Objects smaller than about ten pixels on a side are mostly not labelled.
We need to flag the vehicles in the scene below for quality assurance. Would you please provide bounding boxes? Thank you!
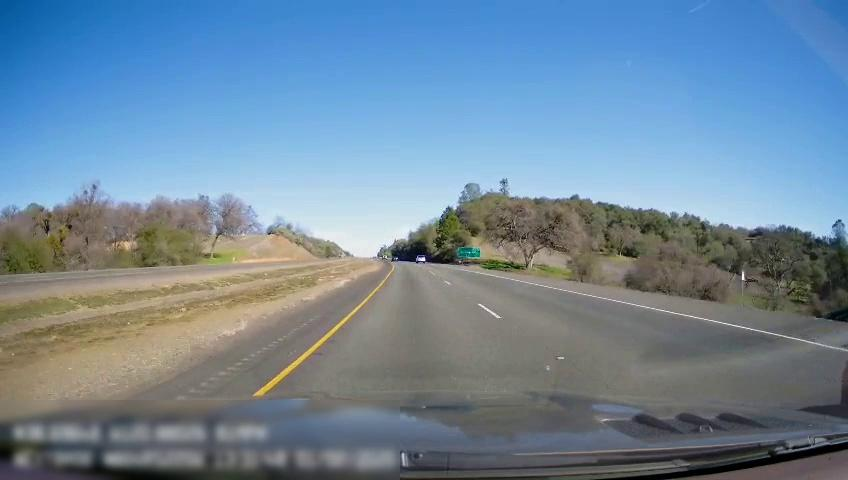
[416,257,427,265]
[839,360,848,417]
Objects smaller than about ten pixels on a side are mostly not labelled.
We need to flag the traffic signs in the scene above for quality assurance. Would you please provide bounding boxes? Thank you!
[455,247,481,259]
